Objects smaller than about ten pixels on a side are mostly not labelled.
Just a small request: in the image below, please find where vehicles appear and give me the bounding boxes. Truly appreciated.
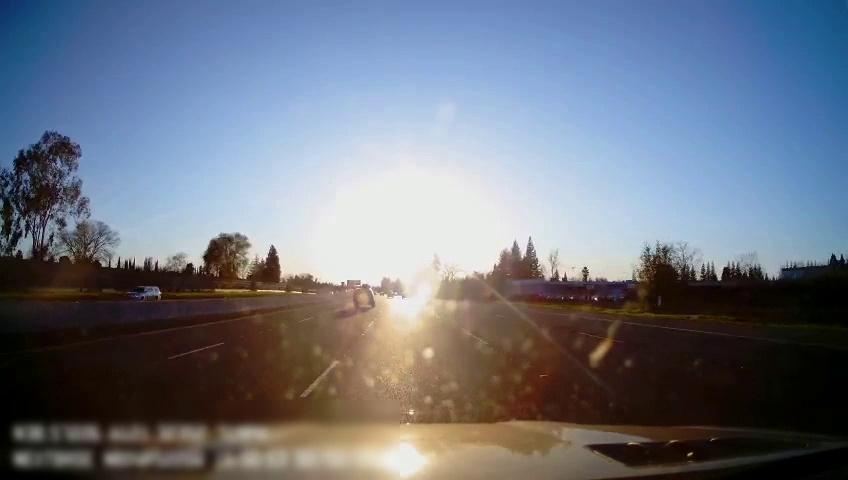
[352,283,377,309]
[401,292,409,300]
[387,291,394,298]
[124,285,162,302]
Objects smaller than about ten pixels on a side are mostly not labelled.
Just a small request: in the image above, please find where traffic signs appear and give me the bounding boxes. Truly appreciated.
[346,279,361,286]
